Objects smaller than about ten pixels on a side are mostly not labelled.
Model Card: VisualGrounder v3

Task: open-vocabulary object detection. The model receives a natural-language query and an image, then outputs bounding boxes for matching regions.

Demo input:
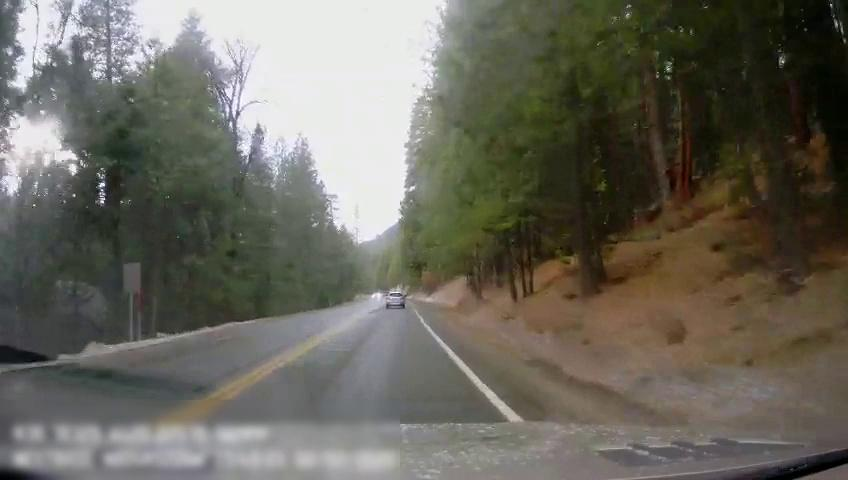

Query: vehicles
[371,292,381,299]
[385,291,406,309]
